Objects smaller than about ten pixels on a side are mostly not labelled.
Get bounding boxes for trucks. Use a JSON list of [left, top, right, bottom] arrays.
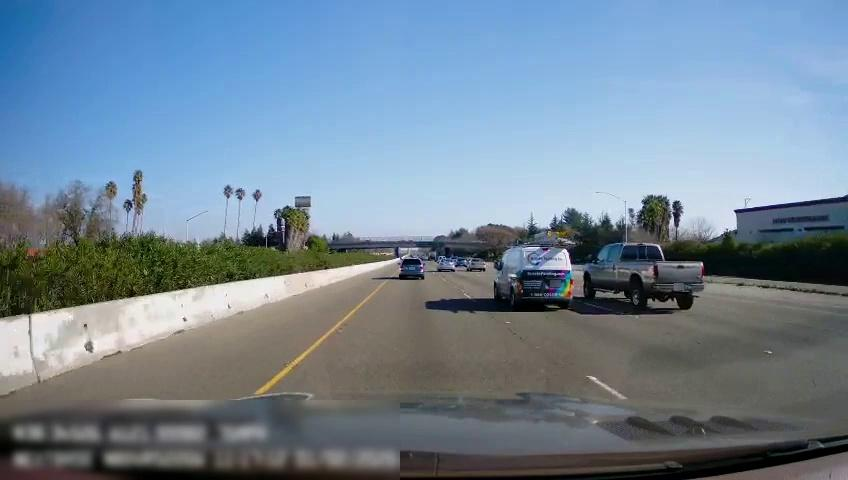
[[583, 241, 706, 313]]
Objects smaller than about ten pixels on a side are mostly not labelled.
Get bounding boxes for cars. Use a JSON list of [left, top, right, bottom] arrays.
[[455, 258, 468, 268], [466, 258, 486, 272], [437, 258, 456, 272]]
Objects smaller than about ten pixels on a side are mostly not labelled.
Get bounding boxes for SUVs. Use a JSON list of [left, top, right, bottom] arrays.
[[397, 257, 426, 280]]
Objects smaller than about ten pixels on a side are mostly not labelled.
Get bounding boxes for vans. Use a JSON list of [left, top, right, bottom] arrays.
[[491, 245, 574, 311]]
